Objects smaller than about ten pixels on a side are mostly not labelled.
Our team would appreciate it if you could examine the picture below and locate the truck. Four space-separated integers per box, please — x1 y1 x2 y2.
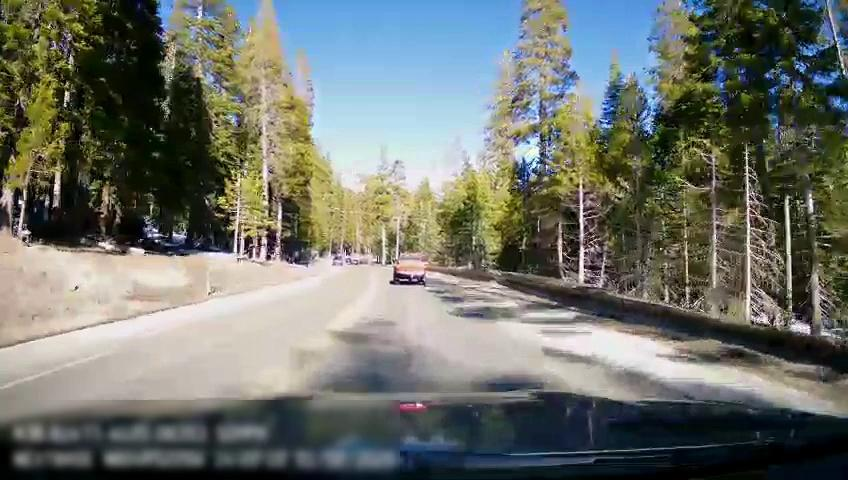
392 253 427 285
